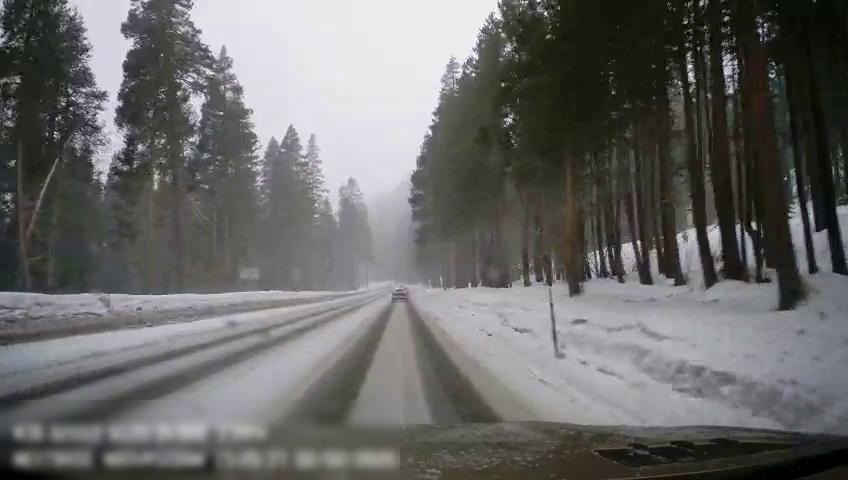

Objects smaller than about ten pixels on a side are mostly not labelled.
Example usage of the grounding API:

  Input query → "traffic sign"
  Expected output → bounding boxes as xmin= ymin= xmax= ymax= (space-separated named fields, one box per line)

xmin=238 ymin=265 xmax=261 ymax=280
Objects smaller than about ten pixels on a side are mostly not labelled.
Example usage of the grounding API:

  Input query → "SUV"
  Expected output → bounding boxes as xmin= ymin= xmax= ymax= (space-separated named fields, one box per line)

xmin=391 ymin=286 xmax=409 ymax=302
